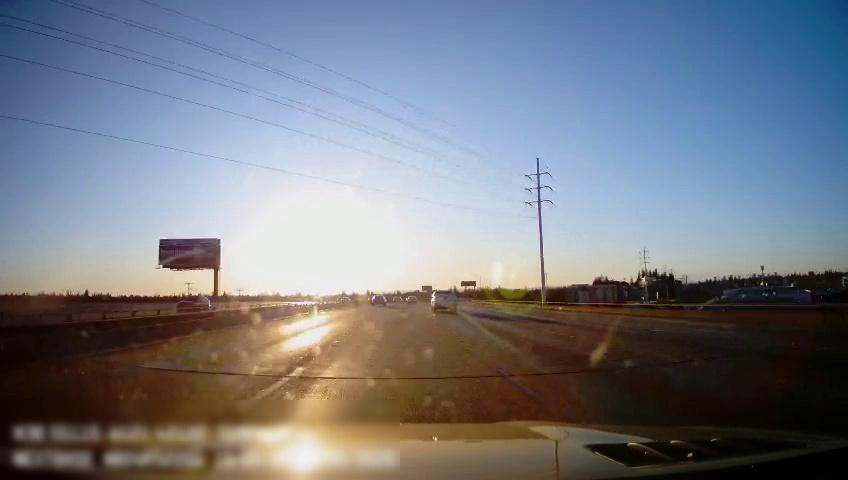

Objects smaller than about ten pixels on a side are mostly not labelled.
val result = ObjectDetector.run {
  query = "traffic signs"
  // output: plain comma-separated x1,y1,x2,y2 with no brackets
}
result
421,286,434,292
461,281,478,288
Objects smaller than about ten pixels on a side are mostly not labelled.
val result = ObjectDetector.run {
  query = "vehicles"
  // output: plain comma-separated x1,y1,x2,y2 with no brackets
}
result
391,296,403,304
371,294,387,307
429,289,457,313
405,295,419,305
176,295,211,313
